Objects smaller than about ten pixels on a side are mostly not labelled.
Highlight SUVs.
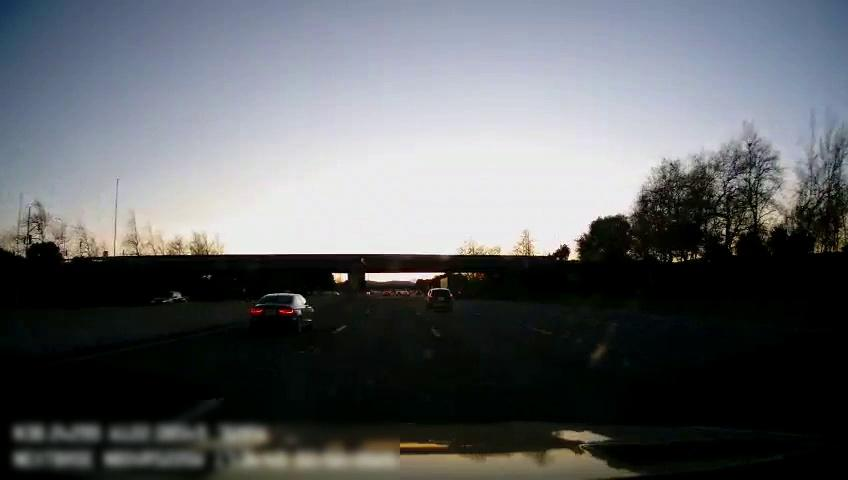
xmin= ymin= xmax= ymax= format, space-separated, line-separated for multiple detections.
xmin=424 ymin=288 xmax=453 ymax=312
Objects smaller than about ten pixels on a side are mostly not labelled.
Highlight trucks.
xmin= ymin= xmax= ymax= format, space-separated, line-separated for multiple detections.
xmin=149 ymin=291 xmax=191 ymax=306
xmin=440 ymin=277 xmax=464 ymax=299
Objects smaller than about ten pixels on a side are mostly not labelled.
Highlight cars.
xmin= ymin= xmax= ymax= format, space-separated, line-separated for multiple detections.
xmin=247 ymin=293 xmax=315 ymax=334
